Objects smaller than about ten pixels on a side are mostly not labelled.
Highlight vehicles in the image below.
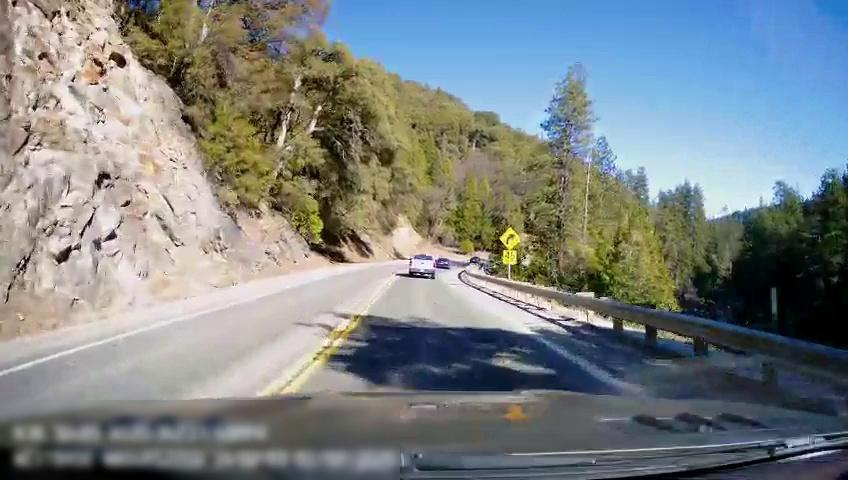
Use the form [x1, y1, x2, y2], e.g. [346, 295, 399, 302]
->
[434, 257, 450, 269]
[469, 256, 481, 263]
[408, 253, 436, 280]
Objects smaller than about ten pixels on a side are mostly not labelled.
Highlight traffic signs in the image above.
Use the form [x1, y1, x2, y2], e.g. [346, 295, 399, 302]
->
[499, 226, 521, 250]
[502, 249, 517, 265]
